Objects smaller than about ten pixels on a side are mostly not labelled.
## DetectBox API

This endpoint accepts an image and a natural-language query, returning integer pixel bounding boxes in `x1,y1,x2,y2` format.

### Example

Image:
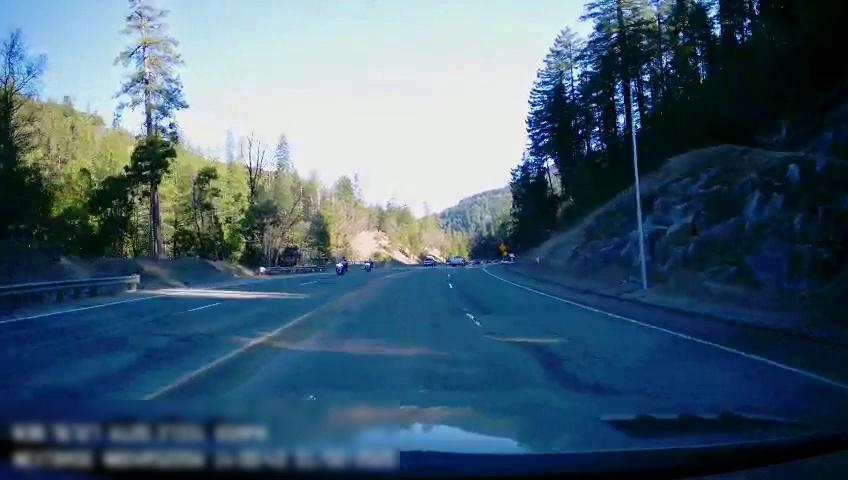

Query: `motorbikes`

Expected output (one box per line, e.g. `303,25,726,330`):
362,257,375,272
335,255,348,276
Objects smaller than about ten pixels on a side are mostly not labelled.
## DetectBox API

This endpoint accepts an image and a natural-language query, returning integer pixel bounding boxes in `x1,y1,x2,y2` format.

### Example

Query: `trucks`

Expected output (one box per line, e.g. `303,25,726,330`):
423,257,434,266
451,255,465,268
